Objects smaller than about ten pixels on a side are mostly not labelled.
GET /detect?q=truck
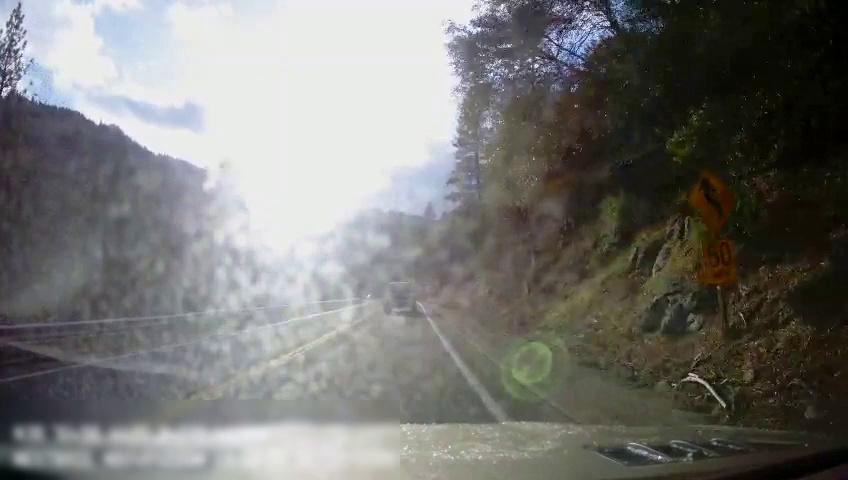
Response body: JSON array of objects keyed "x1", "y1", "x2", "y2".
[{"x1": 382, "y1": 281, "x2": 417, "y2": 314}]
